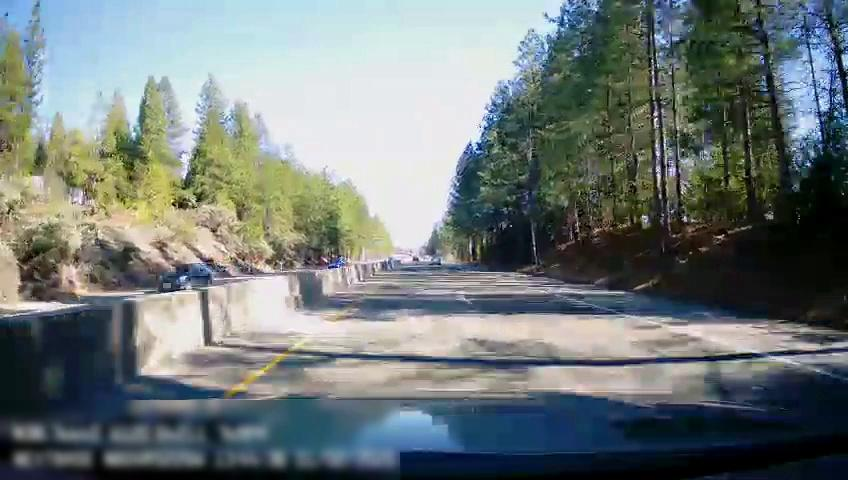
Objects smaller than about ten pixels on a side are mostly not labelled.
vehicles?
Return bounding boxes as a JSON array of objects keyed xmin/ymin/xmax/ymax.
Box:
[
  {"xmin": 327, "ymin": 255, "xmax": 347, "ymax": 269},
  {"xmin": 428, "ymin": 255, "xmax": 442, "ymax": 266},
  {"xmin": 157, "ymin": 262, "xmax": 215, "ymax": 294}
]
